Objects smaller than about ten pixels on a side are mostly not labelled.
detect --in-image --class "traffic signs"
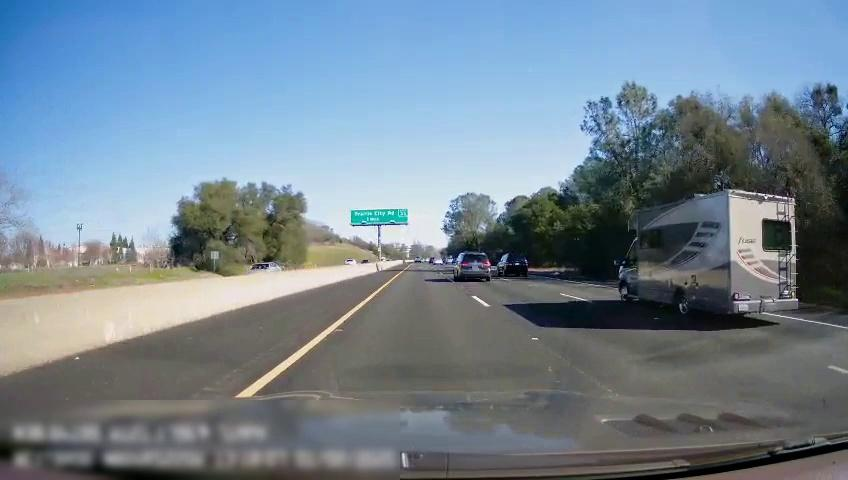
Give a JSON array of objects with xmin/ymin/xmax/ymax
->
[{"xmin": 351, "ymin": 209, "xmax": 408, "ymax": 224}]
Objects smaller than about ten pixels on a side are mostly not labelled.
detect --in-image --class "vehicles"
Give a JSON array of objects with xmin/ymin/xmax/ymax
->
[
  {"xmin": 496, "ymin": 253, "xmax": 529, "ymax": 278},
  {"xmin": 613, "ymin": 188, "xmax": 800, "ymax": 320},
  {"xmin": 432, "ymin": 256, "xmax": 443, "ymax": 265},
  {"xmin": 453, "ymin": 252, "xmax": 492, "ymax": 283},
  {"xmin": 246, "ymin": 262, "xmax": 282, "ymax": 274}
]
